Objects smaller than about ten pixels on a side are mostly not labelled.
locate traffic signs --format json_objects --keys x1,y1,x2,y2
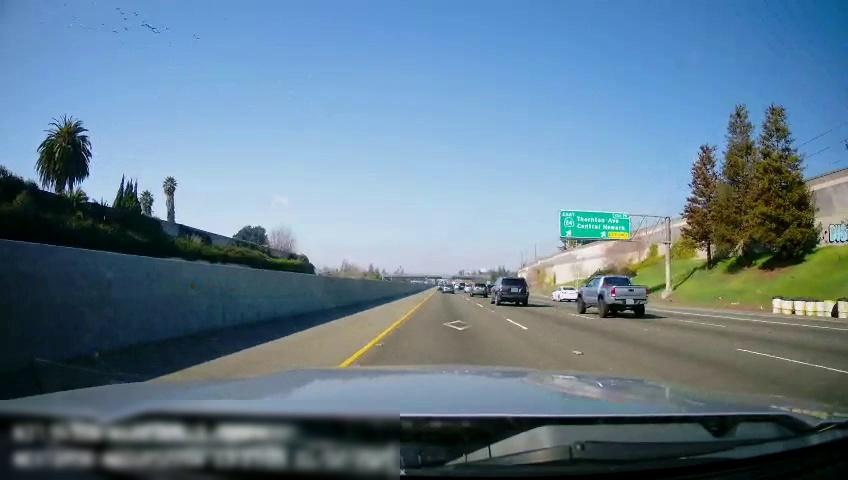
[{"x1": 560, "y1": 209, "x2": 632, "y2": 241}]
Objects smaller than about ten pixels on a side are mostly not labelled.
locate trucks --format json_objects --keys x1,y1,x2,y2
[{"x1": 576, "y1": 274, "x2": 649, "y2": 318}]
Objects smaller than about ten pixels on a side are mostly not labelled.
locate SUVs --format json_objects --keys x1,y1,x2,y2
[
  {"x1": 470, "y1": 283, "x2": 488, "y2": 297},
  {"x1": 490, "y1": 276, "x2": 530, "y2": 307}
]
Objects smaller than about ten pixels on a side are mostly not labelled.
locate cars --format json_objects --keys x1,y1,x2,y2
[
  {"x1": 551, "y1": 285, "x2": 578, "y2": 302},
  {"x1": 442, "y1": 283, "x2": 455, "y2": 294}
]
